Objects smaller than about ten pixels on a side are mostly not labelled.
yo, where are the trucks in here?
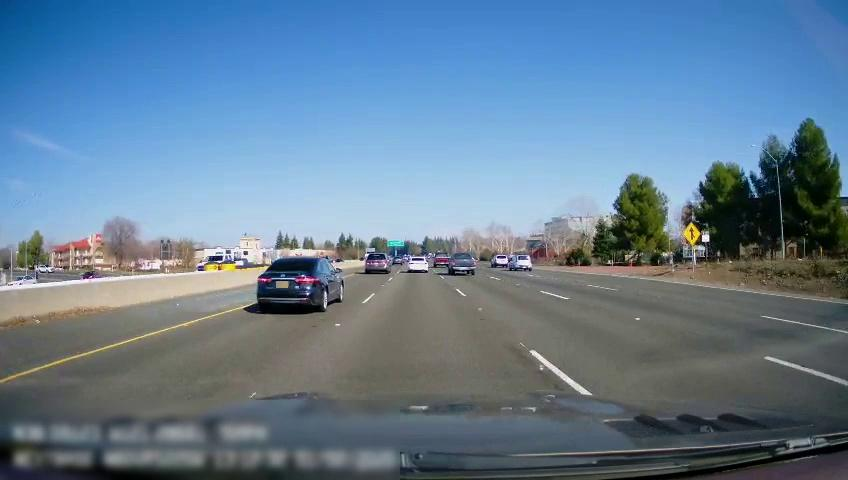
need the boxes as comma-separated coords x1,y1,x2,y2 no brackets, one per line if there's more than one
431,252,449,268
448,252,475,276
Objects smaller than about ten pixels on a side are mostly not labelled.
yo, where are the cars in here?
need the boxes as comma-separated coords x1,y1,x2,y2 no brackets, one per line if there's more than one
391,256,403,265
507,254,533,272
256,256,345,313
79,271,103,281
406,256,429,274
7,275,38,287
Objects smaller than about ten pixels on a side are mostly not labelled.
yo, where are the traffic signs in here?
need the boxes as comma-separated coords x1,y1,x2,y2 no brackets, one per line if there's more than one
386,239,405,247
683,221,702,247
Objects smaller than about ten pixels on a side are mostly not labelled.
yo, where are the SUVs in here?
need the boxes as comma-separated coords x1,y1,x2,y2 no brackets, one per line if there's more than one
33,263,53,273
364,253,391,275
490,254,510,269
